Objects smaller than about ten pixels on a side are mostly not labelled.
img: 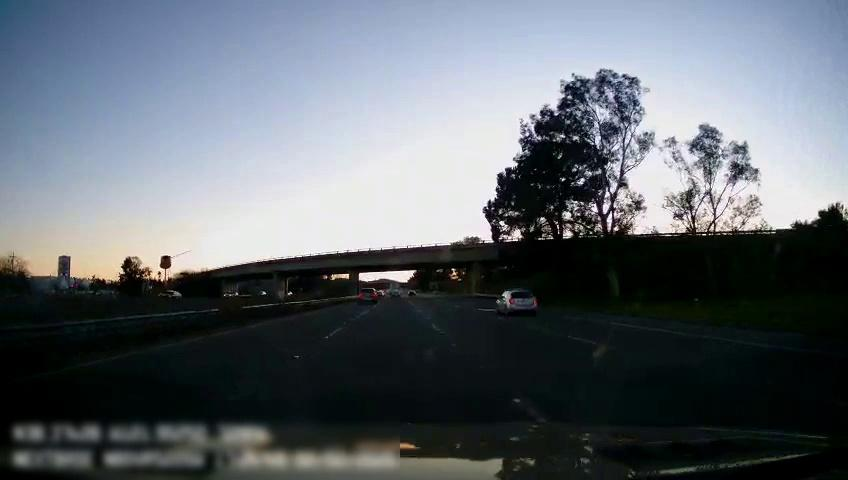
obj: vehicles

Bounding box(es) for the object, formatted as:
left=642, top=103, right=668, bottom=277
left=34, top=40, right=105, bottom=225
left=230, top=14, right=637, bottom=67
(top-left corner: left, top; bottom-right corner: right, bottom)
left=223, top=291, right=235, bottom=299
left=160, top=290, right=182, bottom=300
left=255, top=290, right=267, bottom=297
left=359, top=288, right=377, bottom=303
left=495, top=291, right=537, bottom=318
